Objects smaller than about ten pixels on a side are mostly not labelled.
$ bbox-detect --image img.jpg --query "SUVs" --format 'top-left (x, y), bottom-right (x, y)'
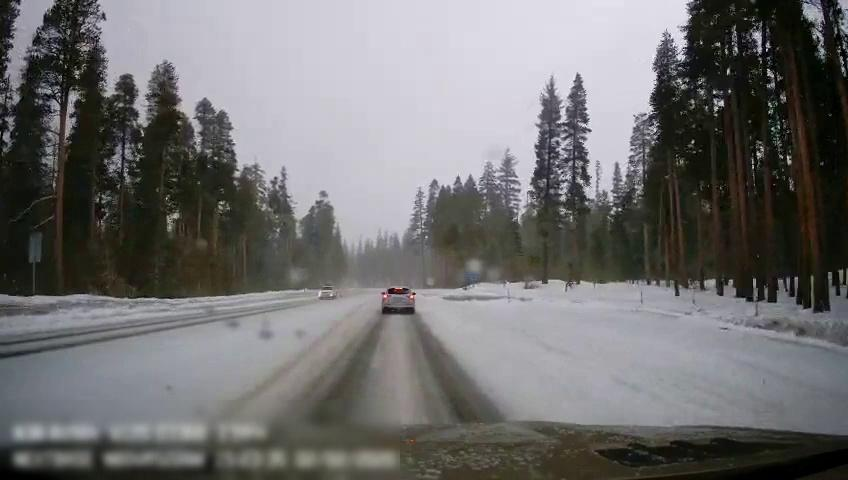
top-left (317, 285), bottom-right (338, 301)
top-left (379, 286), bottom-right (415, 313)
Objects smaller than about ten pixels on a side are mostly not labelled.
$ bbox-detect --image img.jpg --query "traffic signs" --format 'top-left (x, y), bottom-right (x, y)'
top-left (28, 232), bottom-right (42, 263)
